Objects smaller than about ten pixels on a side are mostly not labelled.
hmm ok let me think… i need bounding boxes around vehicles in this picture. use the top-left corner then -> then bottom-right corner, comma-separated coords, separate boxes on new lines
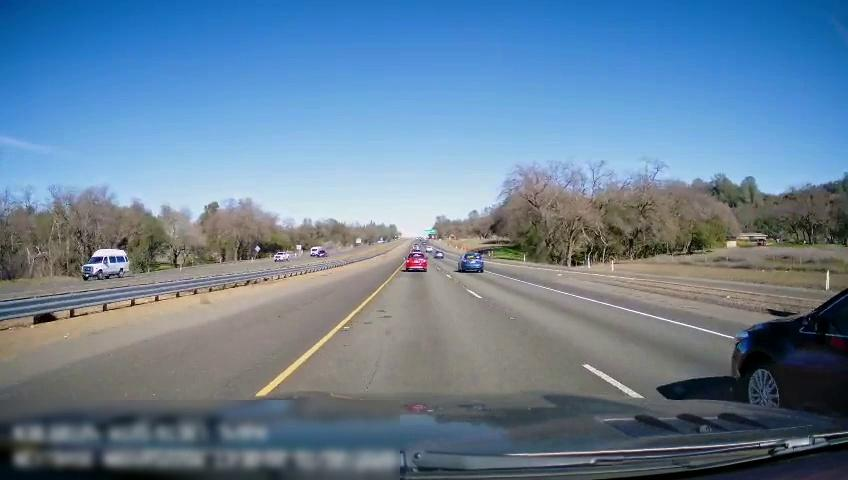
433,249 -> 444,258
405,254 -> 428,271
80,248 -> 130,280
310,247 -> 325,257
273,251 -> 290,262
729,287 -> 848,416
458,252 -> 484,273
317,250 -> 329,258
